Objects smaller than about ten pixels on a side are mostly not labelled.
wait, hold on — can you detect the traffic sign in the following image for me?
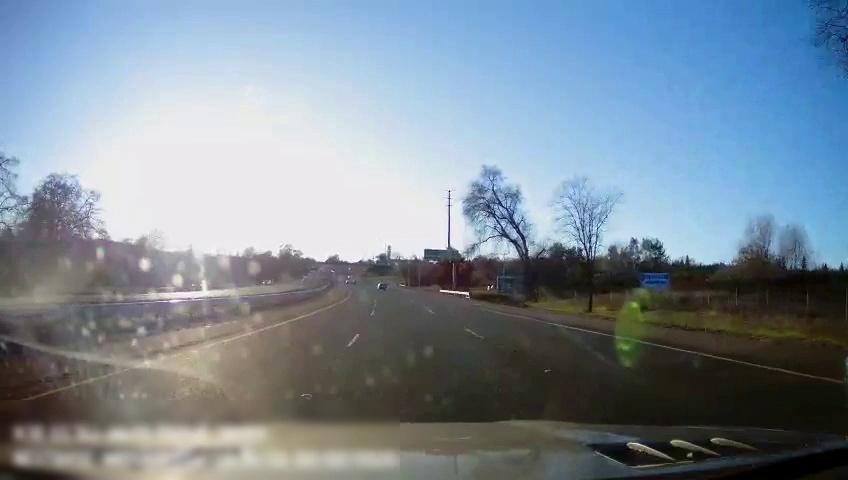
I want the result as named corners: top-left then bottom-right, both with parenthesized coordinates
top-left (424, 249), bottom-right (455, 261)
